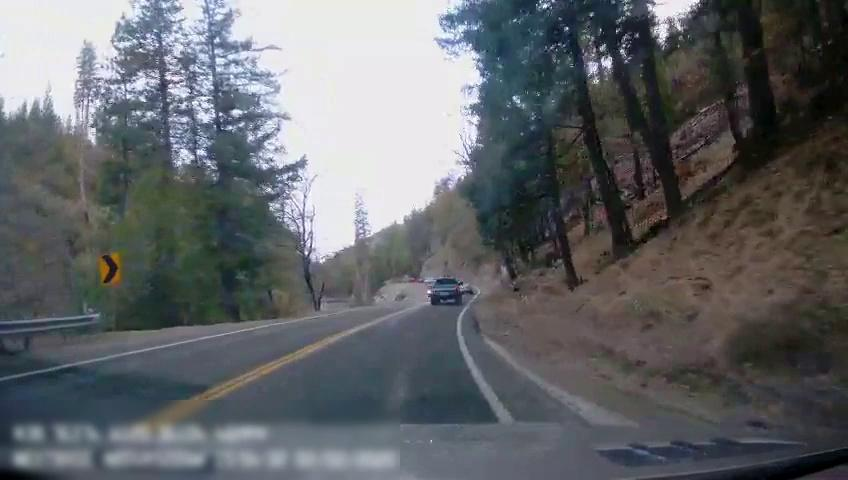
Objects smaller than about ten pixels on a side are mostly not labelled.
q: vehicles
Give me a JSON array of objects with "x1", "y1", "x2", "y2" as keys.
[
  {"x1": 430, "y1": 276, "x2": 463, "y2": 306},
  {"x1": 462, "y1": 280, "x2": 473, "y2": 294}
]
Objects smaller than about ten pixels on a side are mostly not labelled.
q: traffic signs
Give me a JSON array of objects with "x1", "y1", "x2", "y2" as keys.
[{"x1": 99, "y1": 251, "x2": 120, "y2": 285}]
